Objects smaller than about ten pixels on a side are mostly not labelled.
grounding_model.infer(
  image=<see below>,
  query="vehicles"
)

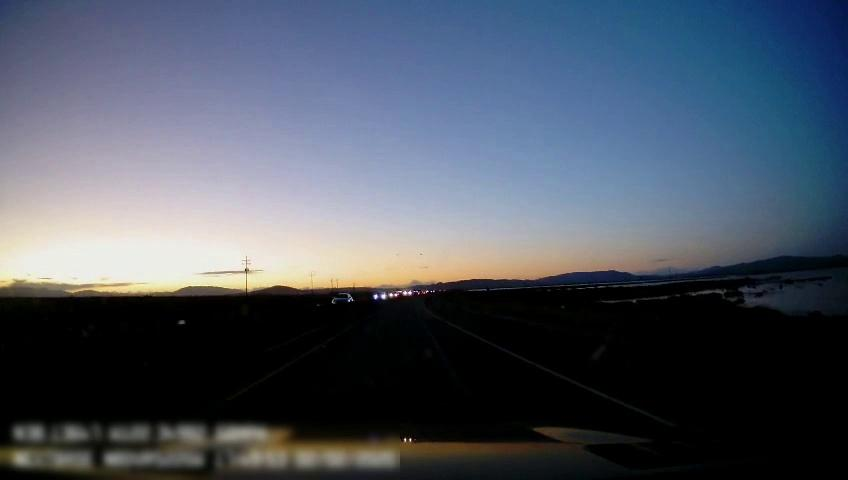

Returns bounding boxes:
[372,291,388,301]
[331,292,354,305]
[388,291,401,299]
